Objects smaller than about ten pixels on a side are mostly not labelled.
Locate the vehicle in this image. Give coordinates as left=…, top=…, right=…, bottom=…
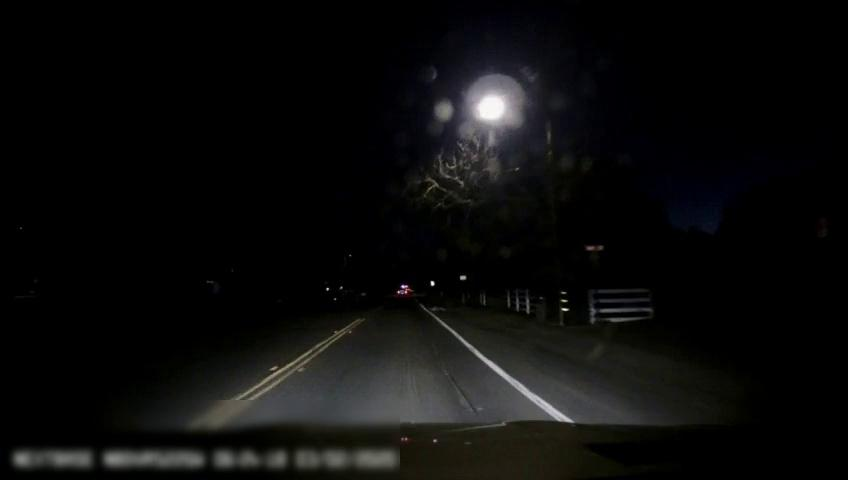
left=396, top=287, right=410, bottom=301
